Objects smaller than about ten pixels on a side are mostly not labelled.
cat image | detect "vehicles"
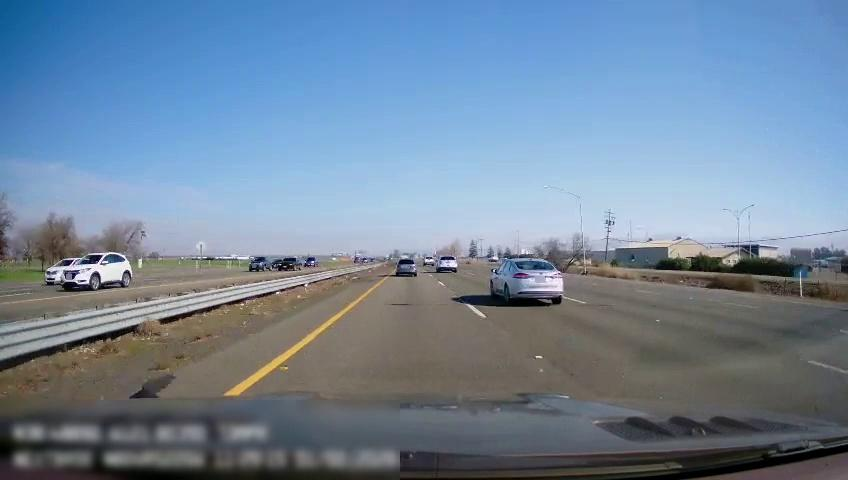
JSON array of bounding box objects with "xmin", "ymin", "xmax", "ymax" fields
[
  {"xmin": 303, "ymin": 256, "xmax": 320, "ymax": 268},
  {"xmin": 395, "ymin": 258, "xmax": 418, "ymax": 277},
  {"xmin": 423, "ymin": 257, "xmax": 435, "ymax": 267},
  {"xmin": 44, "ymin": 258, "xmax": 83, "ymax": 286},
  {"xmin": 278, "ymin": 257, "xmax": 303, "ymax": 272},
  {"xmin": 248, "ymin": 256, "xmax": 273, "ymax": 272},
  {"xmin": 436, "ymin": 255, "xmax": 459, "ymax": 272},
  {"xmin": 62, "ymin": 252, "xmax": 133, "ymax": 291},
  {"xmin": 489, "ymin": 258, "xmax": 563, "ymax": 306},
  {"xmin": 272, "ymin": 259, "xmax": 282, "ymax": 269}
]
